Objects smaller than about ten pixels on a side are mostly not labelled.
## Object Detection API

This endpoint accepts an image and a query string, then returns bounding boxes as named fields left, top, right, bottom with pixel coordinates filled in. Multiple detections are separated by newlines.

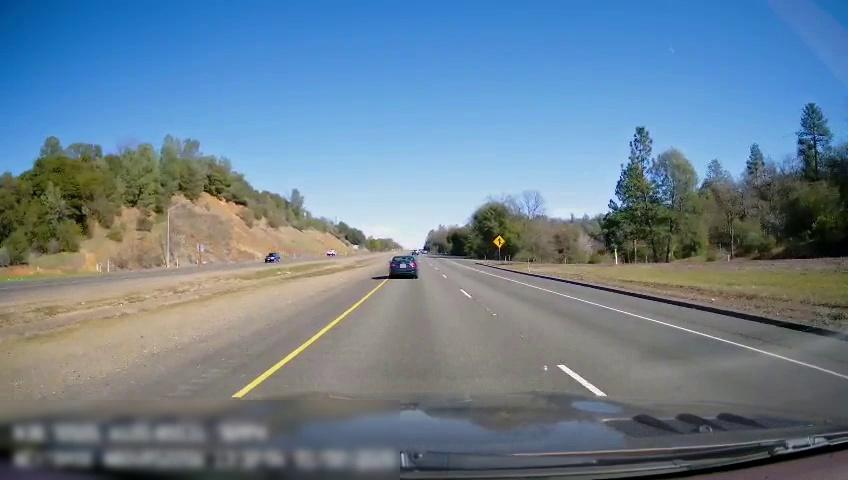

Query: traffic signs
left=494, top=235, right=505, bottom=248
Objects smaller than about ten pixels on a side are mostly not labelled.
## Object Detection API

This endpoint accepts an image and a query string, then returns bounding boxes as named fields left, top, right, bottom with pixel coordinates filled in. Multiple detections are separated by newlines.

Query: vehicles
left=388, top=254, right=420, bottom=279
left=327, top=250, right=336, bottom=257
left=264, top=253, right=281, bottom=263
